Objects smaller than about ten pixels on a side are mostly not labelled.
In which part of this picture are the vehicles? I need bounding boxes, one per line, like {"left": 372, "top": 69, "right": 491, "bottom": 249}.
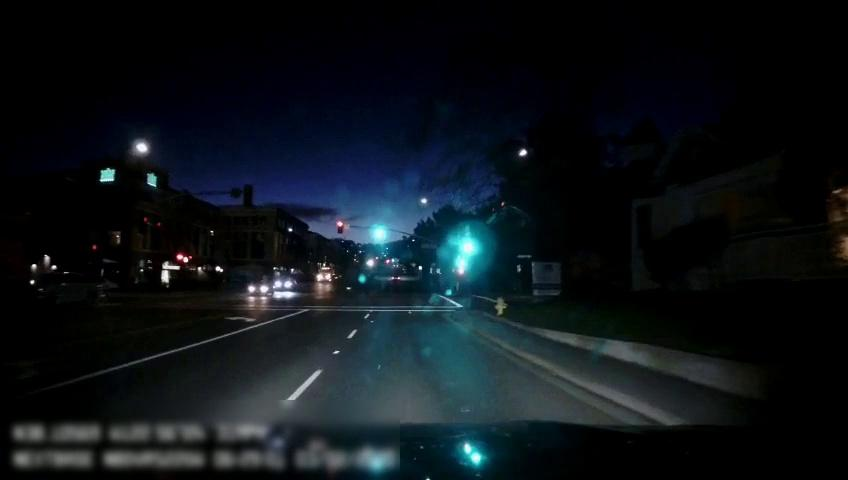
{"left": 316, "top": 267, "right": 336, "bottom": 283}
{"left": 274, "top": 276, "right": 297, "bottom": 291}
{"left": 248, "top": 279, "right": 274, "bottom": 296}
{"left": 19, "top": 271, "right": 106, "bottom": 311}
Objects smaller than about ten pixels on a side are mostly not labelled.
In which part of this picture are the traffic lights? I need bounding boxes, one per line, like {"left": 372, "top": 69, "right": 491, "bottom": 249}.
{"left": 465, "top": 235, "right": 473, "bottom": 252}
{"left": 141, "top": 215, "right": 147, "bottom": 234}
{"left": 456, "top": 264, "right": 466, "bottom": 275}
{"left": 377, "top": 226, "right": 383, "bottom": 240}
{"left": 336, "top": 220, "right": 343, "bottom": 235}
{"left": 91, "top": 243, "right": 98, "bottom": 258}
{"left": 241, "top": 183, "right": 254, "bottom": 207}
{"left": 154, "top": 220, "right": 161, "bottom": 237}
